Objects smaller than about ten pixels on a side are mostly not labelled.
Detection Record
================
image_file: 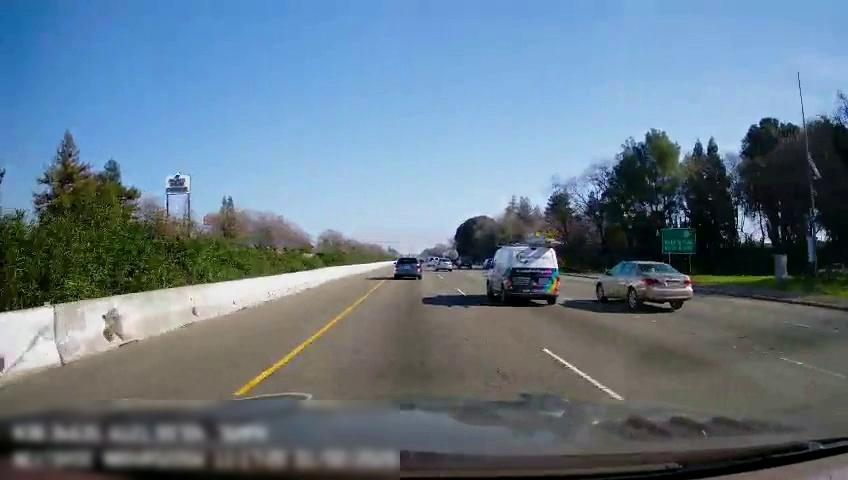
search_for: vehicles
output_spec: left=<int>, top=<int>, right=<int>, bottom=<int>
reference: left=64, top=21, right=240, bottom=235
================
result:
left=393, top=257, right=423, bottom=279
left=482, top=258, right=493, bottom=270
left=442, top=247, right=459, bottom=267
left=457, top=255, right=472, bottom=270
left=434, top=257, right=453, bottom=272
left=485, top=245, right=562, bottom=308
left=594, top=260, right=693, bottom=313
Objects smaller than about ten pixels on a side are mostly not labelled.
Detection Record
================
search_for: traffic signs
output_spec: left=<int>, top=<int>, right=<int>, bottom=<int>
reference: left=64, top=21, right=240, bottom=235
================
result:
left=659, top=227, right=698, bottom=256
